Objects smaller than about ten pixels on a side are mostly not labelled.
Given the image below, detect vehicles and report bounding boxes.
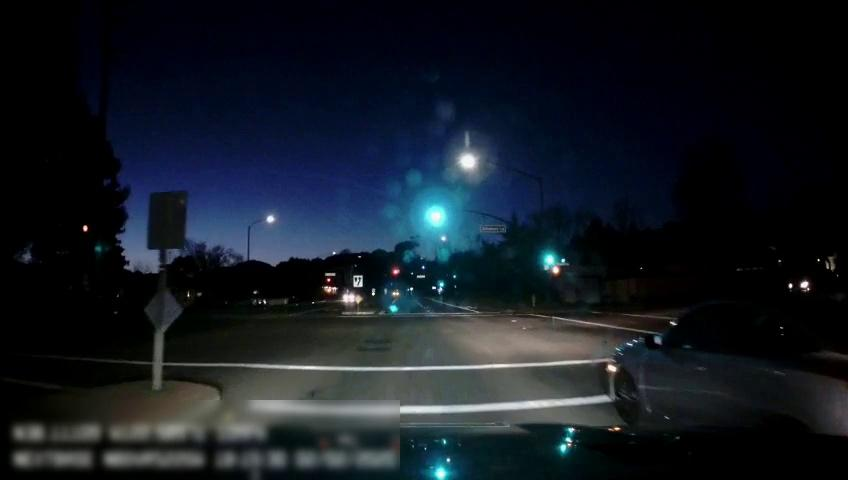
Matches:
[788,272,818,291]
[605,296,848,436]
[342,291,357,305]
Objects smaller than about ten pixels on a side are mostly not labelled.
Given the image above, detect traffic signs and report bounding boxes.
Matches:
[353,275,363,288]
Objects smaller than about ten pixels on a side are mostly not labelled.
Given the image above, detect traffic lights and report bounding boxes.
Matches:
[433,204,440,221]
[546,250,553,264]
[83,224,88,243]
